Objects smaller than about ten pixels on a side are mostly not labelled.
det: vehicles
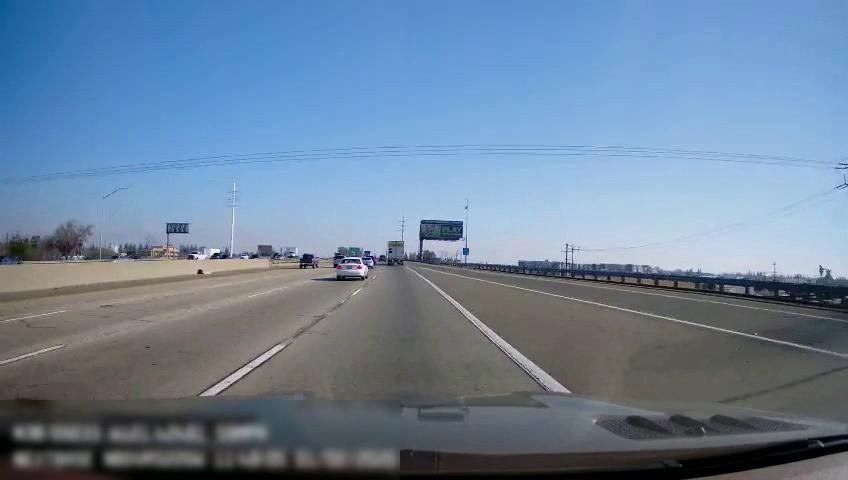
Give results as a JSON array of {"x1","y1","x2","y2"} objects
[
  {"x1": 186, "y1": 251, "x2": 208, "y2": 260},
  {"x1": 111, "y1": 255, "x2": 129, "y2": 263},
  {"x1": 334, "y1": 256, "x2": 370, "y2": 281},
  {"x1": 198, "y1": 248, "x2": 220, "y2": 256},
  {"x1": 209, "y1": 252, "x2": 226, "y2": 260},
  {"x1": 360, "y1": 256, "x2": 375, "y2": 270},
  {"x1": 332, "y1": 254, "x2": 345, "y2": 269},
  {"x1": 0, "y1": 255, "x2": 17, "y2": 265},
  {"x1": 299, "y1": 252, "x2": 322, "y2": 269},
  {"x1": 386, "y1": 240, "x2": 407, "y2": 266}
]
